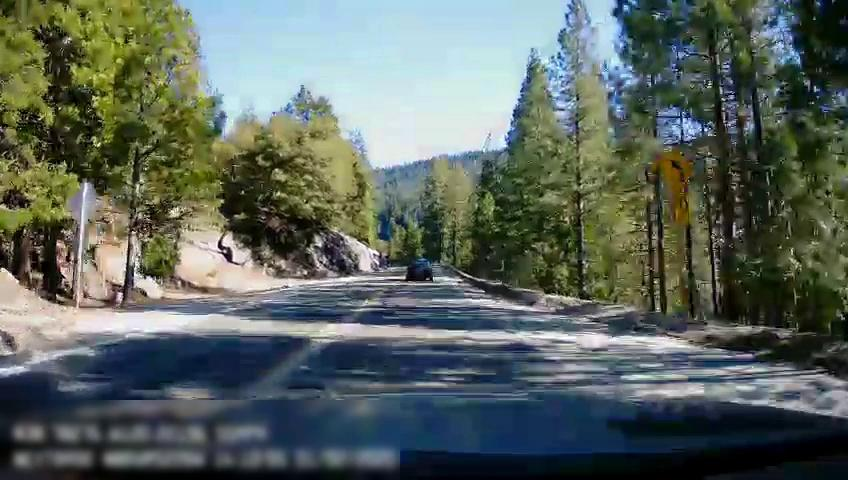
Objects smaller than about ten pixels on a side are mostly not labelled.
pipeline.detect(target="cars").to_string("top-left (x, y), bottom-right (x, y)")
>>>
top-left (406, 257), bottom-right (433, 281)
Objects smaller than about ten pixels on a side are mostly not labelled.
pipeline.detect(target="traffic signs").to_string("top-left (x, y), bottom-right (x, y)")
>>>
top-left (665, 192), bottom-right (694, 227)
top-left (654, 150), bottom-right (695, 186)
